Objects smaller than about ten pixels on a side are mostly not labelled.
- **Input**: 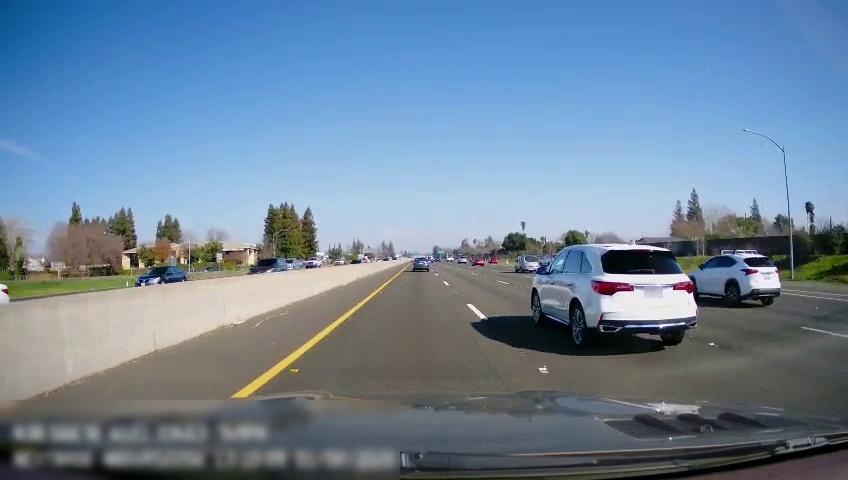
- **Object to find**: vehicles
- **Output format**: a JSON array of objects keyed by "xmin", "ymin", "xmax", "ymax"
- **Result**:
[
  {"xmin": 411, "ymin": 256, "xmax": 432, "ymax": 273},
  {"xmin": 303, "ymin": 257, "xmax": 321, "ymax": 269},
  {"xmin": 686, "ymin": 254, "xmax": 783, "ymax": 308},
  {"xmin": 0, "ymin": 285, "xmax": 12, "ymax": 305},
  {"xmin": 529, "ymin": 243, "xmax": 698, "ymax": 350},
  {"xmin": 538, "ymin": 254, "xmax": 558, "ymax": 267},
  {"xmin": 282, "ymin": 258, "xmax": 306, "ymax": 271},
  {"xmin": 470, "ymin": 257, "xmax": 486, "ymax": 268},
  {"xmin": 135, "ymin": 266, "xmax": 185, "ymax": 286},
  {"xmin": 512, "ymin": 255, "xmax": 539, "ymax": 274},
  {"xmin": 248, "ymin": 258, "xmax": 288, "ymax": 276}
]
